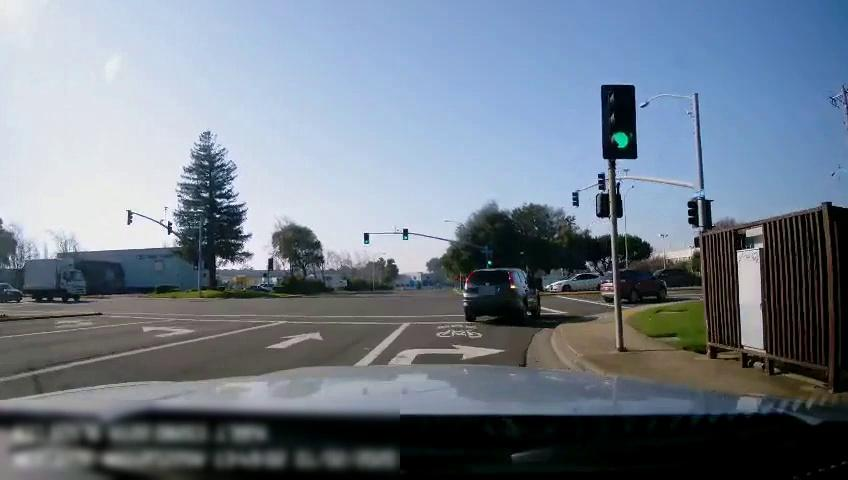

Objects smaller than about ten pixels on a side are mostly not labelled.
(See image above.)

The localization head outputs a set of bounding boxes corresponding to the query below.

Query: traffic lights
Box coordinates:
[487,255,493,266]
[127,210,133,225]
[363,233,369,245]
[687,198,699,227]
[600,84,638,160]
[702,199,713,230]
[694,236,706,249]
[571,191,579,208]
[167,220,173,235]
[403,228,408,240]
[597,171,606,191]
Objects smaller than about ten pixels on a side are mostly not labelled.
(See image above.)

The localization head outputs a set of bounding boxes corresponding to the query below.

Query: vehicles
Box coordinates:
[550,273,603,293]
[651,270,685,289]
[25,264,83,302]
[463,269,541,322]
[600,269,667,304]
[0,282,23,303]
